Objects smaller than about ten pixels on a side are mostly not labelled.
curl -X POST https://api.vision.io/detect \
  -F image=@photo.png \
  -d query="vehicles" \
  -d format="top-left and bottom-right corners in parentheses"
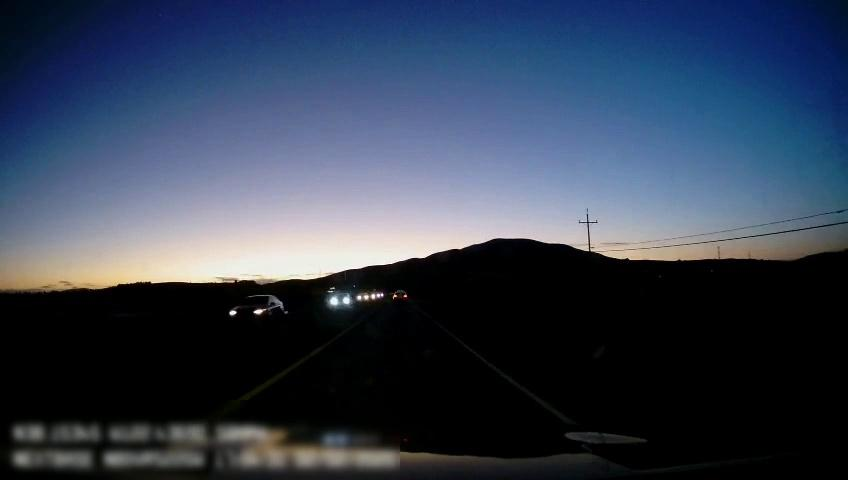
top-left (227, 294), bottom-right (284, 324)
top-left (355, 292), bottom-right (371, 303)
top-left (326, 292), bottom-right (354, 311)
top-left (392, 290), bottom-right (408, 304)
